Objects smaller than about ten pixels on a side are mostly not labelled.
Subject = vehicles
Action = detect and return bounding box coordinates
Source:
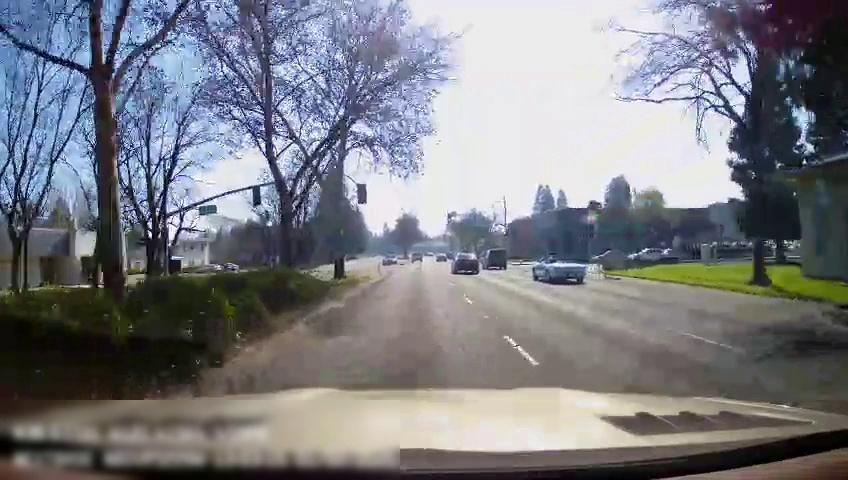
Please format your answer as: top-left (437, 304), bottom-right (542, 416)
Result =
top-left (451, 252), bottom-right (479, 274)
top-left (435, 253), bottom-right (447, 263)
top-left (480, 246), bottom-right (508, 270)
top-left (531, 255), bottom-right (586, 285)
top-left (625, 246), bottom-right (666, 263)
top-left (411, 252), bottom-right (422, 263)
top-left (382, 254), bottom-right (398, 266)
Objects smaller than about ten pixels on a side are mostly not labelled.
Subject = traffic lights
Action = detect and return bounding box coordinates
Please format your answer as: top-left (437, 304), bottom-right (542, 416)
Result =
top-left (447, 213), bottom-right (454, 226)
top-left (356, 183), bottom-right (368, 205)
top-left (252, 187), bottom-right (261, 209)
